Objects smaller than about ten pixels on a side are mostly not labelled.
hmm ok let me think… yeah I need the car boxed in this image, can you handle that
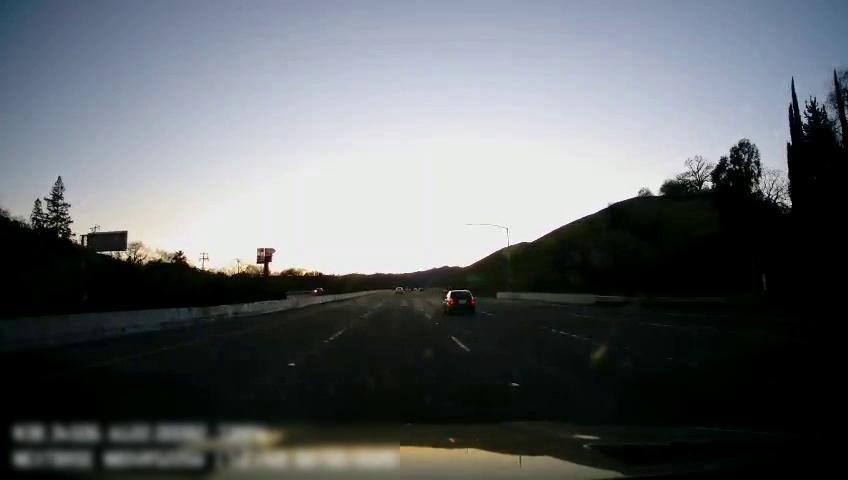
[442,290,476,315]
